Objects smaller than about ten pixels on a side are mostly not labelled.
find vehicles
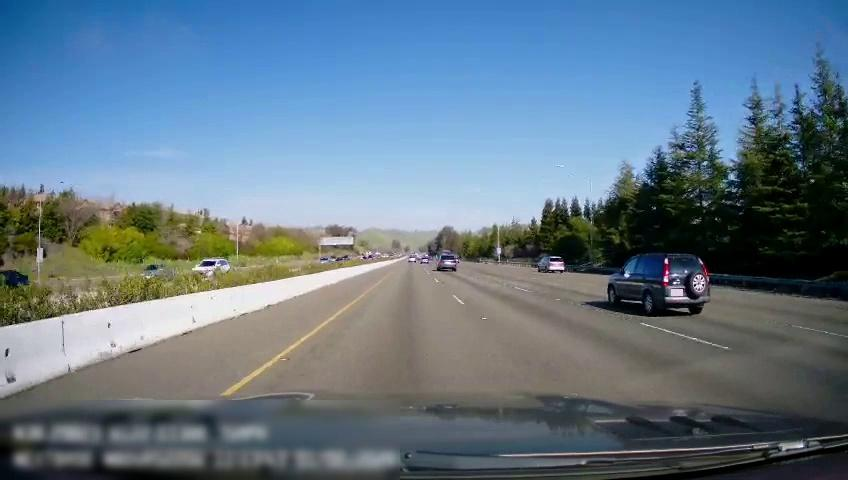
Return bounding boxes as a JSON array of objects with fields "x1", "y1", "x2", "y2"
[
  {"x1": 436, "y1": 254, "x2": 457, "y2": 272},
  {"x1": 319, "y1": 256, "x2": 331, "y2": 264},
  {"x1": 140, "y1": 263, "x2": 178, "y2": 281},
  {"x1": 191, "y1": 257, "x2": 232, "y2": 280},
  {"x1": 605, "y1": 251, "x2": 712, "y2": 316},
  {"x1": 0, "y1": 269, "x2": 31, "y2": 290},
  {"x1": 537, "y1": 255, "x2": 565, "y2": 274}
]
